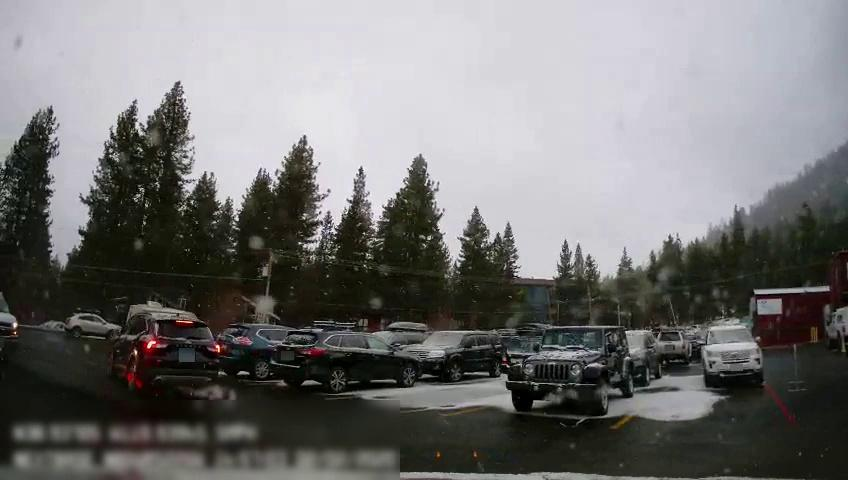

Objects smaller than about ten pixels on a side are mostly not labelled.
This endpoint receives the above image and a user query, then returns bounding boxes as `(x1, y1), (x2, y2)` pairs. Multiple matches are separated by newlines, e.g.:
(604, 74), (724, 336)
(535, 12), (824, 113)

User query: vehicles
(505, 327), (634, 416)
(376, 332), (430, 347)
(626, 329), (666, 387)
(112, 316), (222, 407)
(63, 313), (121, 344)
(702, 326), (764, 388)
(217, 324), (300, 382)
(823, 307), (848, 350)
(126, 299), (203, 324)
(267, 329), (425, 396)
(656, 329), (693, 366)
(399, 329), (506, 383)
(0, 290), (18, 358)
